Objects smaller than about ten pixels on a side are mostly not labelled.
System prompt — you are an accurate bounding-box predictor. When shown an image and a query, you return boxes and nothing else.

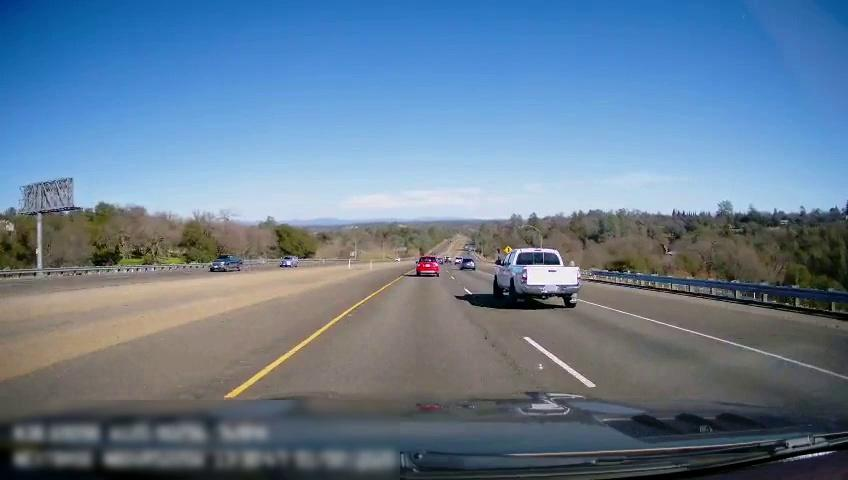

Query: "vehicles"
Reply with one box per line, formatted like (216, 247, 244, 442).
(453, 257, 463, 265)
(416, 256, 440, 276)
(209, 254, 244, 272)
(279, 256, 299, 268)
(459, 259, 476, 271)
(493, 248, 582, 308)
